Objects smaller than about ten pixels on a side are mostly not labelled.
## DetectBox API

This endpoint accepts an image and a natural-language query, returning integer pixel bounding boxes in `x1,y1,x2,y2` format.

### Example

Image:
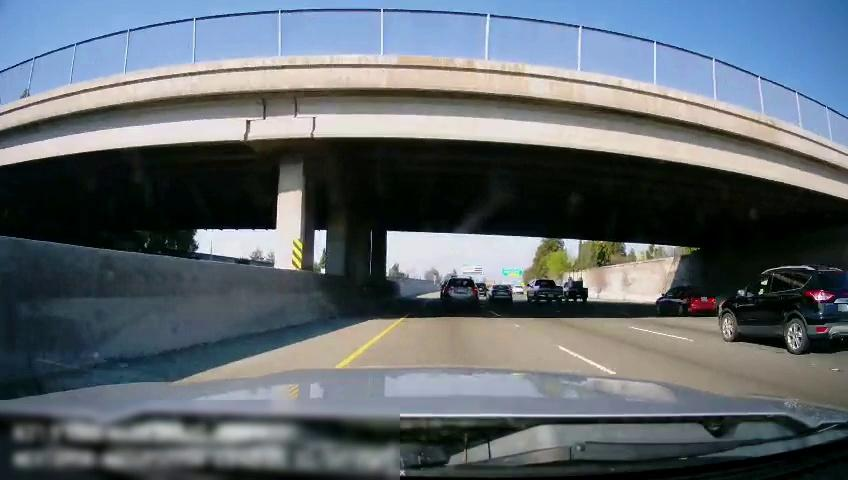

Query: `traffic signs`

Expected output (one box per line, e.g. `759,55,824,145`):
463,264,483,275
290,238,303,271
503,268,523,277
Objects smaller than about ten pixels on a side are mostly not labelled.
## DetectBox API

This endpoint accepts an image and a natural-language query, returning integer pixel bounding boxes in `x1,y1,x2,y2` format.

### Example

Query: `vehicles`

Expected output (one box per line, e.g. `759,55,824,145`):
526,279,563,306
655,285,719,317
439,275,479,309
486,284,513,304
471,282,488,297
717,263,848,356
511,284,524,294
559,270,589,303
